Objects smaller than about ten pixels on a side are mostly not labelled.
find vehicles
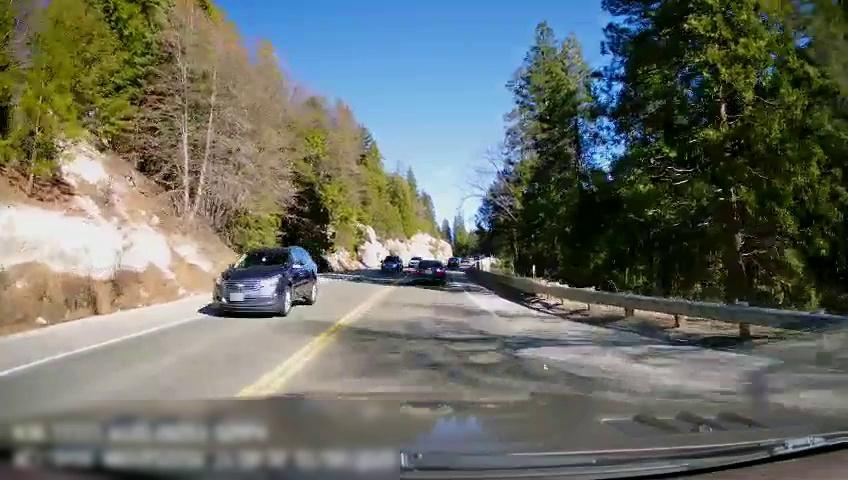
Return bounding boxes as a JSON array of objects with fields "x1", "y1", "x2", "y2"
[
  {"x1": 212, "y1": 245, "x2": 321, "y2": 318},
  {"x1": 447, "y1": 256, "x2": 460, "y2": 269},
  {"x1": 379, "y1": 255, "x2": 404, "y2": 273},
  {"x1": 415, "y1": 259, "x2": 446, "y2": 285},
  {"x1": 407, "y1": 256, "x2": 422, "y2": 269}
]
